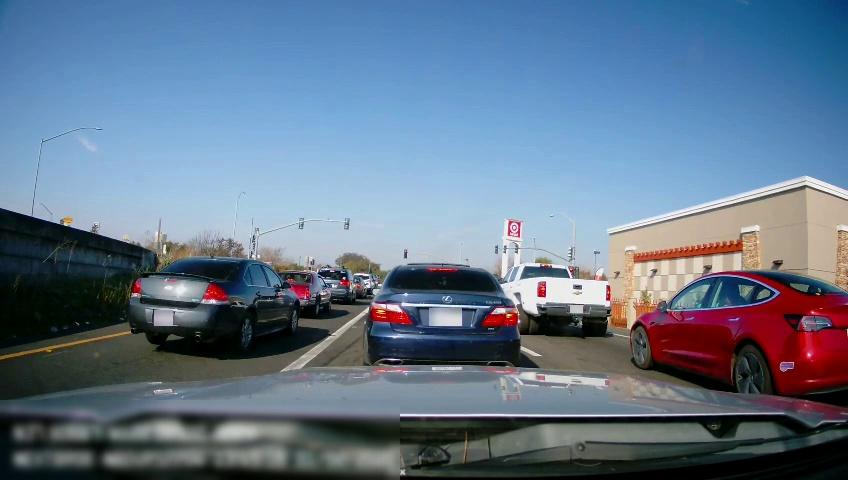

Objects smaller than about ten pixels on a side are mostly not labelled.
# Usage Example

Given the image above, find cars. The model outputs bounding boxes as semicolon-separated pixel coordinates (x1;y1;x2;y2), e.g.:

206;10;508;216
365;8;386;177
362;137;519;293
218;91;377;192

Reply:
267;268;334;320
350;274;370;300
628;267;848;408
125;254;302;357
361;262;522;367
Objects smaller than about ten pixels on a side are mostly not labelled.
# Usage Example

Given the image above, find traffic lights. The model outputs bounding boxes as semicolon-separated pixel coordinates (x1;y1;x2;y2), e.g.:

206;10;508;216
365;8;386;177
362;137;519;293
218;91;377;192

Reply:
297;217;305;230
502;243;507;255
567;247;573;261
403;248;408;260
513;242;519;256
343;217;350;231
494;244;499;255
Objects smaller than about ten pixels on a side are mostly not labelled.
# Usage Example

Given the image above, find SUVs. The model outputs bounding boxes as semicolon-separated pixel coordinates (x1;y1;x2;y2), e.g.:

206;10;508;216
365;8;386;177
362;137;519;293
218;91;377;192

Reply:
314;264;359;306
353;272;376;296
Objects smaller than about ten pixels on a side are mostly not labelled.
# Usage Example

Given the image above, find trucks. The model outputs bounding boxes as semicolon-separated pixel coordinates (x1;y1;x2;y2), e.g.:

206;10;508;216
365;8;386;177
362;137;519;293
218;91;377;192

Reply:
491;263;613;338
